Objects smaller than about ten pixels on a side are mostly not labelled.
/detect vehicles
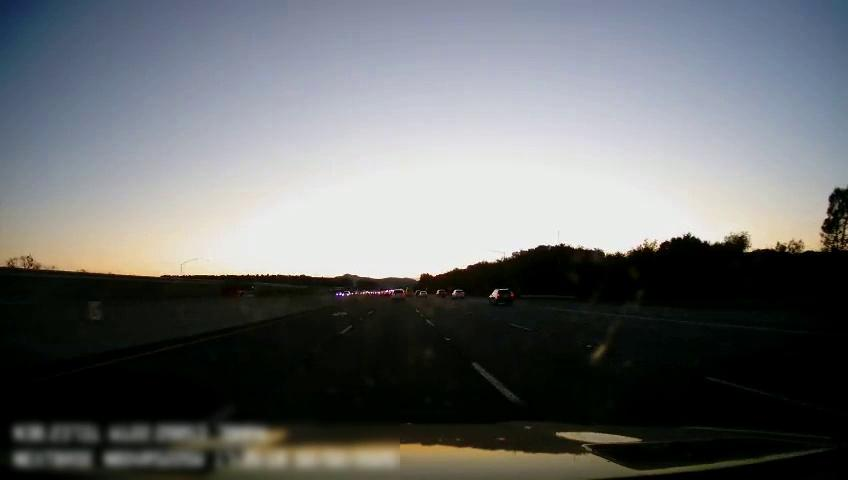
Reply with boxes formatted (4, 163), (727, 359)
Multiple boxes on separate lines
(435, 289), (446, 298)
(390, 288), (406, 303)
(488, 288), (515, 305)
(451, 289), (464, 299)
